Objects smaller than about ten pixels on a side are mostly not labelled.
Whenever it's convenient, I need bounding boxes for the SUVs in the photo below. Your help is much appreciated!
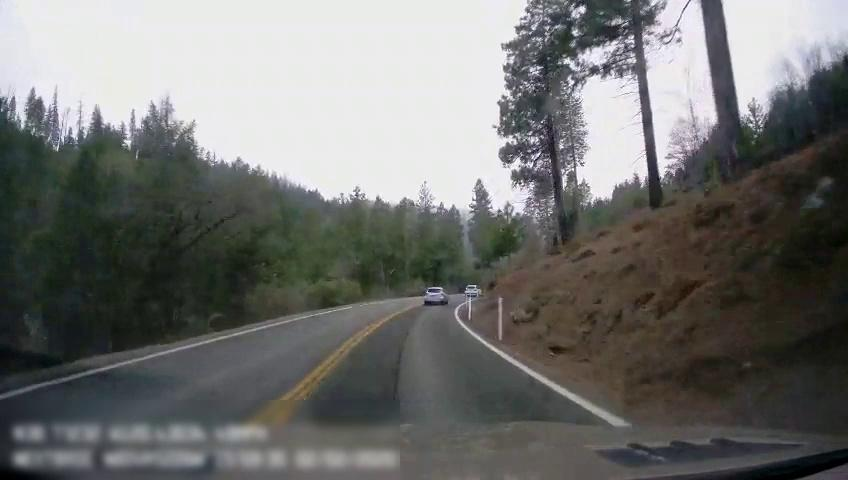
[465,285,482,297]
[424,287,448,305]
